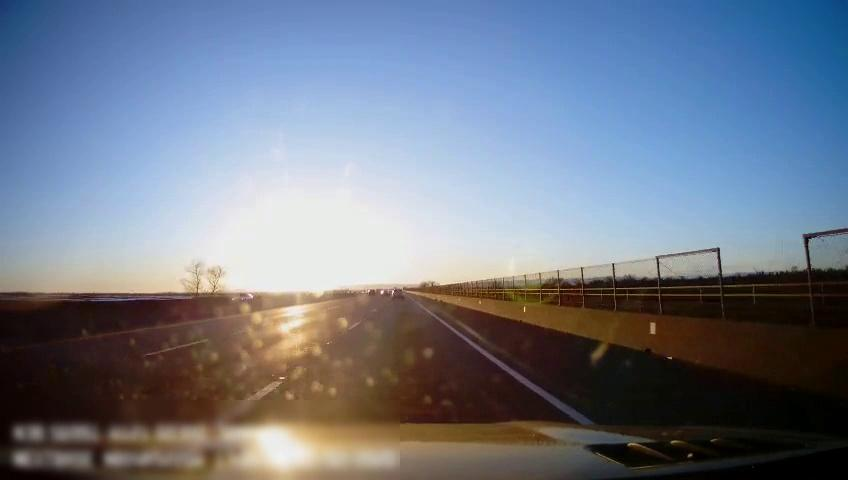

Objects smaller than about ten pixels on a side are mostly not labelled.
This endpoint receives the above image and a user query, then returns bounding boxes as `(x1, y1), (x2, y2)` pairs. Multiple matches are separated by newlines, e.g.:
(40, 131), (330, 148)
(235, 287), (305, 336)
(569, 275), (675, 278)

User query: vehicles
(392, 288), (405, 300)
(231, 293), (254, 303)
